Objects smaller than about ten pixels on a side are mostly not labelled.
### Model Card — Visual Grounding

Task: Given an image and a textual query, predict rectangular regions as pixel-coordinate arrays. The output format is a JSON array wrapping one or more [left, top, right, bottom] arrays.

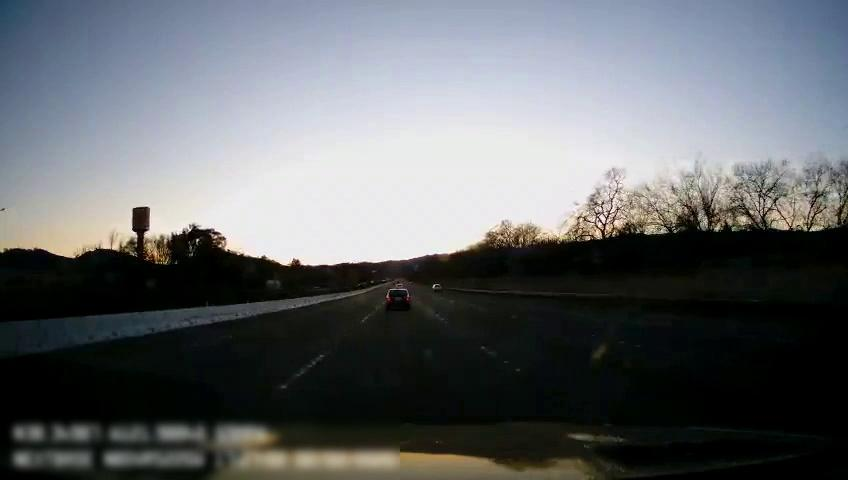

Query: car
[[386, 289, 410, 311]]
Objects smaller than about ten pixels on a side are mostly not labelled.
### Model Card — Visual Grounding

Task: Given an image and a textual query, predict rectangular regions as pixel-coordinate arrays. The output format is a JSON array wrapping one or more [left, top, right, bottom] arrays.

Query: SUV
[[432, 284, 443, 292]]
